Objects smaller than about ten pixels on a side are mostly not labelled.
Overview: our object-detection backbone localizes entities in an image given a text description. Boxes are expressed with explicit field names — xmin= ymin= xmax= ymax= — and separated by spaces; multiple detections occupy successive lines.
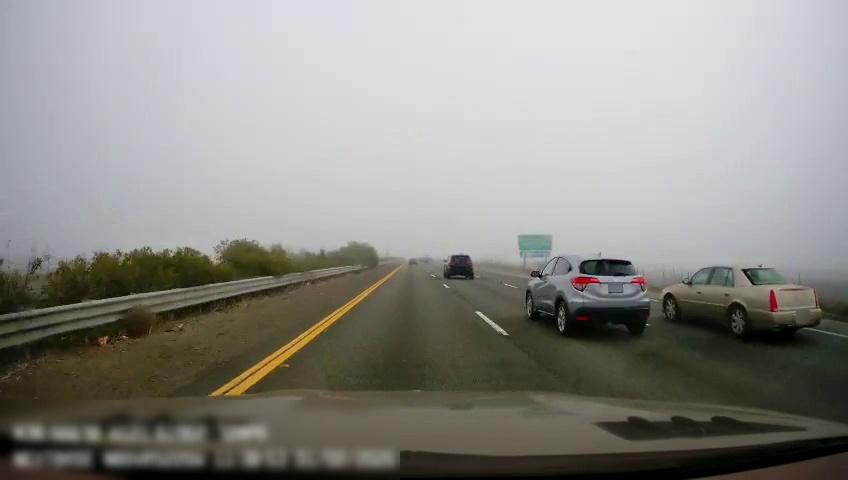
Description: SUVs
xmin=524 ymin=252 xmax=653 ymax=338
xmin=442 ymin=254 xmax=475 ymax=280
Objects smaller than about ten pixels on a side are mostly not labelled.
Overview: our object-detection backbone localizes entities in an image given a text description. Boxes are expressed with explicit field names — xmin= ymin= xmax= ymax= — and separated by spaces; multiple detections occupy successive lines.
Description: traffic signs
xmin=517 ymin=233 xmax=554 ymax=251
xmin=520 ymin=250 xmax=552 ymax=258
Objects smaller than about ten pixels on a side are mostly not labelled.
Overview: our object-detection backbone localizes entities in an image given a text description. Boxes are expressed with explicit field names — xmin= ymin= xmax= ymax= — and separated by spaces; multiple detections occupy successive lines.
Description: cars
xmin=658 ymin=264 xmax=824 ymax=338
